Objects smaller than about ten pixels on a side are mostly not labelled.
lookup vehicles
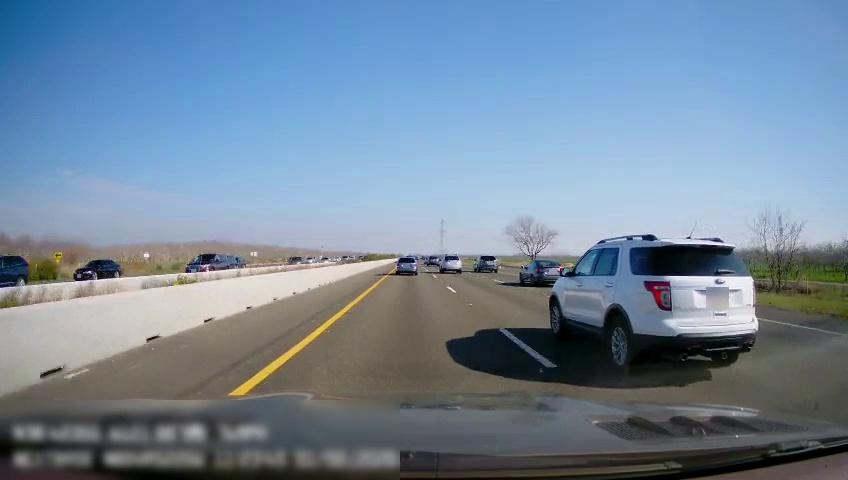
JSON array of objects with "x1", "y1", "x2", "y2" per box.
[
  {"x1": 185, "y1": 253, "x2": 230, "y2": 273},
  {"x1": 396, "y1": 257, "x2": 419, "y2": 276},
  {"x1": 426, "y1": 256, "x2": 439, "y2": 267},
  {"x1": 73, "y1": 259, "x2": 122, "y2": 282},
  {"x1": 548, "y1": 234, "x2": 760, "y2": 369},
  {"x1": 473, "y1": 254, "x2": 499, "y2": 273},
  {"x1": 0, "y1": 256, "x2": 29, "y2": 287},
  {"x1": 438, "y1": 254, "x2": 463, "y2": 274},
  {"x1": 228, "y1": 255, "x2": 249, "y2": 269},
  {"x1": 517, "y1": 259, "x2": 562, "y2": 286}
]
